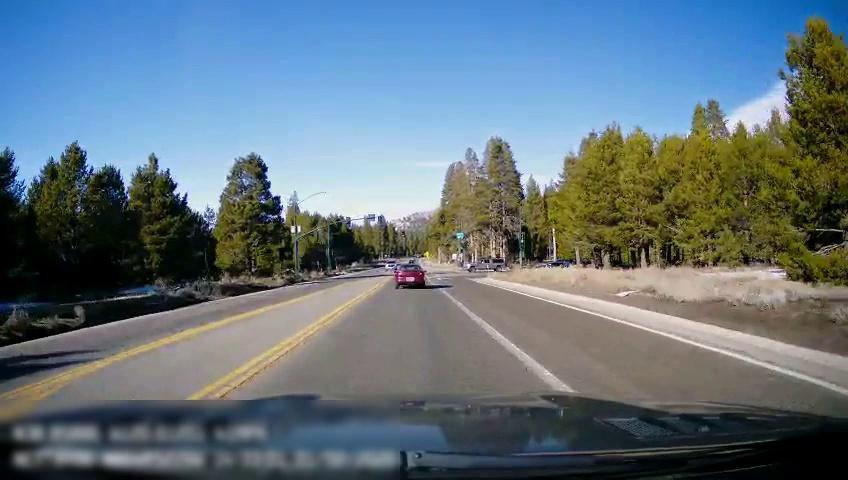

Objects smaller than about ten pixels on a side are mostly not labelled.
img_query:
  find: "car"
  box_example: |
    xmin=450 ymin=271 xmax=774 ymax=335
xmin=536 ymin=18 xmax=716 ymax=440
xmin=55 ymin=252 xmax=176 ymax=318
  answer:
xmin=394 ymin=264 xmax=426 ymax=289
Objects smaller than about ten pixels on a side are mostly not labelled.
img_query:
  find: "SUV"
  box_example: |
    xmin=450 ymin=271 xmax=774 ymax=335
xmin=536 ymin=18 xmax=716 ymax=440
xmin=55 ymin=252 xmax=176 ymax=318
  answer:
xmin=385 ymin=261 xmax=398 ymax=272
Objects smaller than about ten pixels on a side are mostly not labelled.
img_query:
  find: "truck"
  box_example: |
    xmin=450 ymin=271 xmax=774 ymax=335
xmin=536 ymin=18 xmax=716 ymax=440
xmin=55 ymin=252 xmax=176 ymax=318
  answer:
xmin=466 ymin=257 xmax=505 ymax=273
